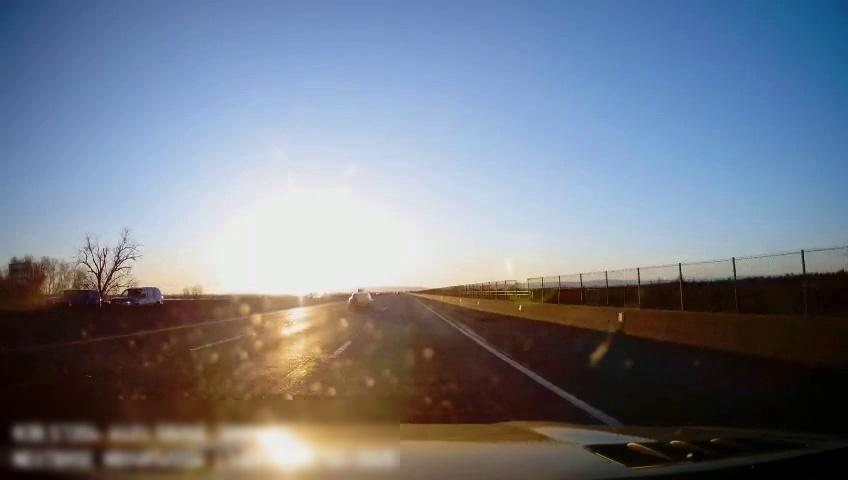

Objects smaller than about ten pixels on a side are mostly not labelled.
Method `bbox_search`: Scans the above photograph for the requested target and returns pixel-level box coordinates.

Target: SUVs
[42,289,102,310]
[108,287,164,308]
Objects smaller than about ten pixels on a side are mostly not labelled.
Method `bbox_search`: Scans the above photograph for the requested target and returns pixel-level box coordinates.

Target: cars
[348,292,375,311]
